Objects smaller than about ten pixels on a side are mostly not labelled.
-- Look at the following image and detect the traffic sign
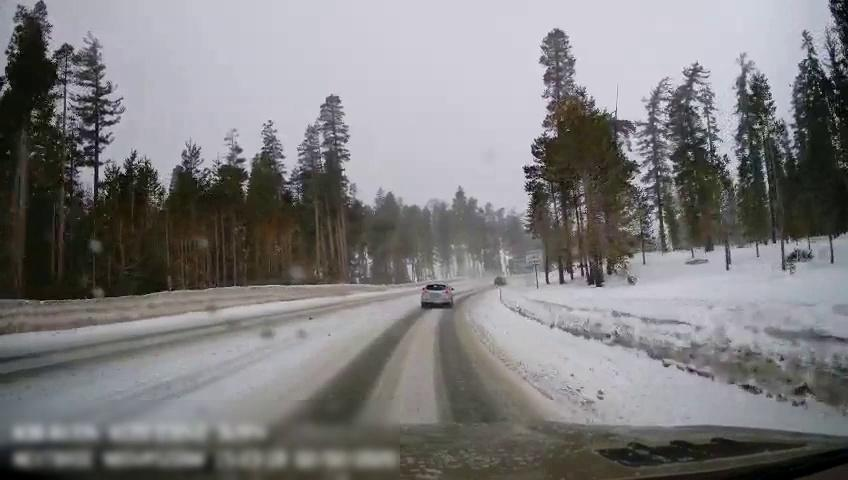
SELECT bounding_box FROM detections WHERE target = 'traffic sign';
[525,249,544,266]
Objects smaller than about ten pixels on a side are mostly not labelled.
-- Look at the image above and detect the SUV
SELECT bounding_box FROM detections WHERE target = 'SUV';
[420,282,454,308]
